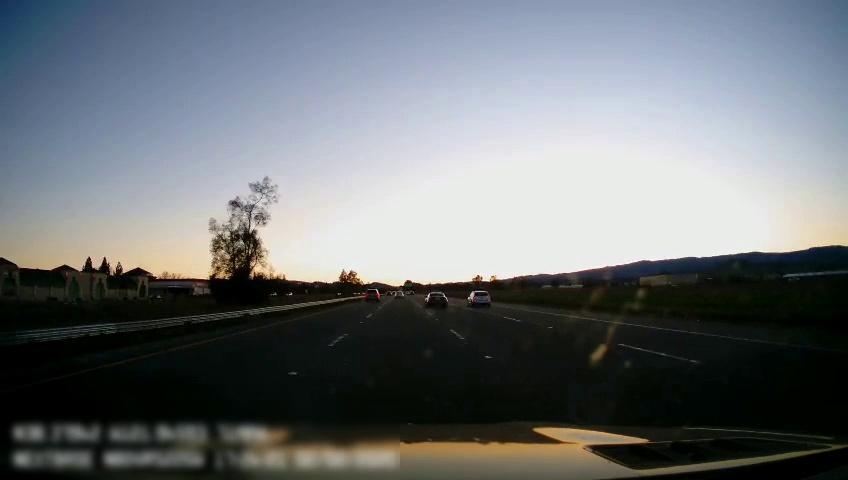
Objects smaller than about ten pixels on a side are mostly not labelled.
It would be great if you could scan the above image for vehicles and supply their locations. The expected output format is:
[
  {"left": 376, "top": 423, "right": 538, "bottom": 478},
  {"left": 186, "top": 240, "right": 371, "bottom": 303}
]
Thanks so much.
[
  {"left": 424, "top": 292, "right": 448, "bottom": 310},
  {"left": 364, "top": 289, "right": 381, "bottom": 303},
  {"left": 466, "top": 291, "right": 491, "bottom": 309},
  {"left": 394, "top": 291, "right": 404, "bottom": 300}
]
